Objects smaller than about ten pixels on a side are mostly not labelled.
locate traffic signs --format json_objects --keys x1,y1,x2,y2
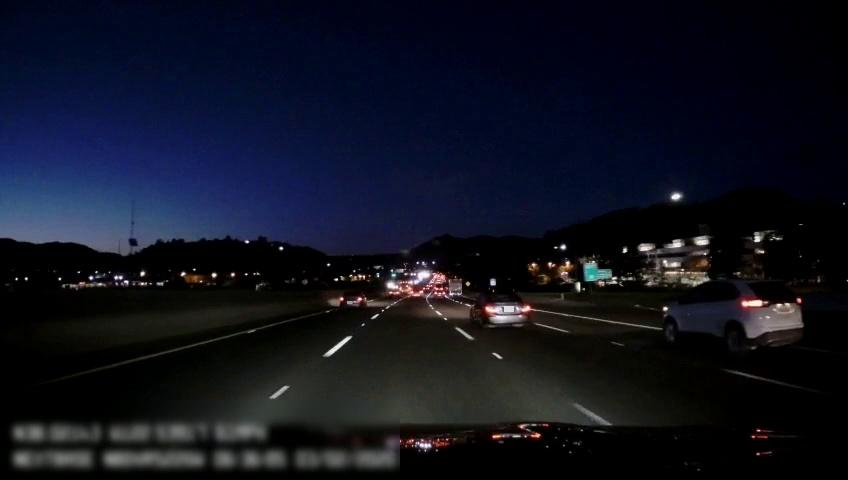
[
  {"x1": 598, "y1": 269, "x2": 612, "y2": 279},
  {"x1": 582, "y1": 263, "x2": 600, "y2": 282}
]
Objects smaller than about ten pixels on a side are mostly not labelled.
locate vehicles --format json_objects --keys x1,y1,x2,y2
[
  {"x1": 341, "y1": 291, "x2": 367, "y2": 310},
  {"x1": 399, "y1": 282, "x2": 412, "y2": 291},
  {"x1": 388, "y1": 287, "x2": 403, "y2": 298},
  {"x1": 409, "y1": 286, "x2": 423, "y2": 298},
  {"x1": 433, "y1": 285, "x2": 446, "y2": 296},
  {"x1": 659, "y1": 279, "x2": 804, "y2": 358},
  {"x1": 446, "y1": 278, "x2": 463, "y2": 298},
  {"x1": 470, "y1": 290, "x2": 528, "y2": 332}
]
